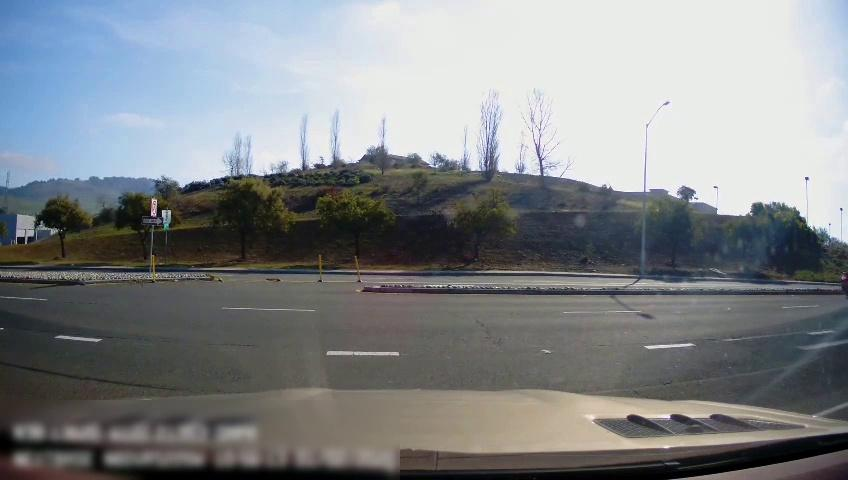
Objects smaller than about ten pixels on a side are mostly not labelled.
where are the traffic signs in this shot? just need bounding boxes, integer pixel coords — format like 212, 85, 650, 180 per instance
142, 216, 163, 225
150, 199, 157, 218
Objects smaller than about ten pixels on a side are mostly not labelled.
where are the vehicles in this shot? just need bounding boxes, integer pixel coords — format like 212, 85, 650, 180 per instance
842, 270, 848, 293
